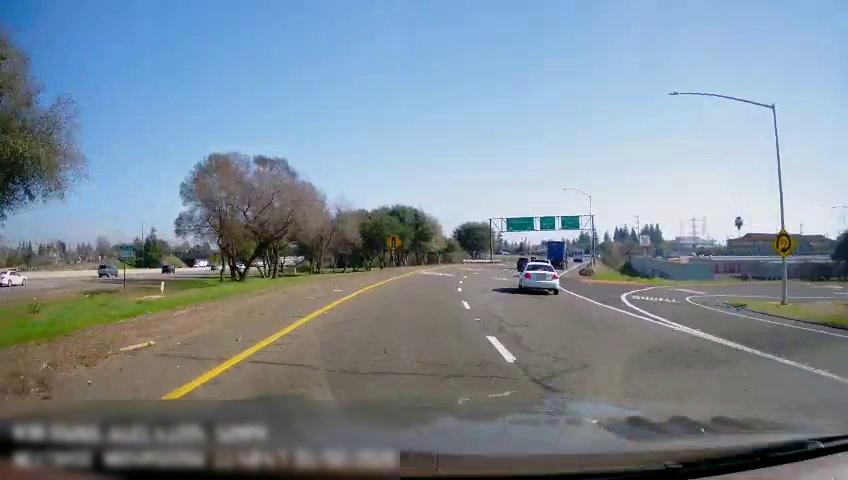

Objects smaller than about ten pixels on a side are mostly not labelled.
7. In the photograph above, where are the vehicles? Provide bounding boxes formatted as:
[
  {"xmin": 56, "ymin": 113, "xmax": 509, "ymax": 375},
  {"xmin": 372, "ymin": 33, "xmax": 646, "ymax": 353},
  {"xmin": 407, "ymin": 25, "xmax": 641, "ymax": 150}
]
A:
[
  {"xmin": 96, "ymin": 263, "xmax": 120, "ymax": 278},
  {"xmin": 546, "ymin": 240, "xmax": 569, "ymax": 271},
  {"xmin": 572, "ymin": 247, "xmax": 585, "ymax": 263},
  {"xmin": 515, "ymin": 256, "xmax": 531, "ymax": 271},
  {"xmin": 0, "ymin": 270, "xmax": 28, "ymax": 288},
  {"xmin": 517, "ymin": 261, "xmax": 562, "ymax": 296}
]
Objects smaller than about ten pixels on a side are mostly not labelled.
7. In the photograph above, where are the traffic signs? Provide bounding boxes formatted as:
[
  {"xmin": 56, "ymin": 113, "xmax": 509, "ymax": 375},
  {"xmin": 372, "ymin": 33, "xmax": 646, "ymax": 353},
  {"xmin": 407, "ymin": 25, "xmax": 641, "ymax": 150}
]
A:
[
  {"xmin": 505, "ymin": 215, "xmax": 534, "ymax": 232},
  {"xmin": 775, "ymin": 229, "xmax": 795, "ymax": 257},
  {"xmin": 560, "ymin": 215, "xmax": 581, "ymax": 231},
  {"xmin": 540, "ymin": 214, "xmax": 556, "ymax": 230},
  {"xmin": 386, "ymin": 234, "xmax": 397, "ymax": 250}
]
